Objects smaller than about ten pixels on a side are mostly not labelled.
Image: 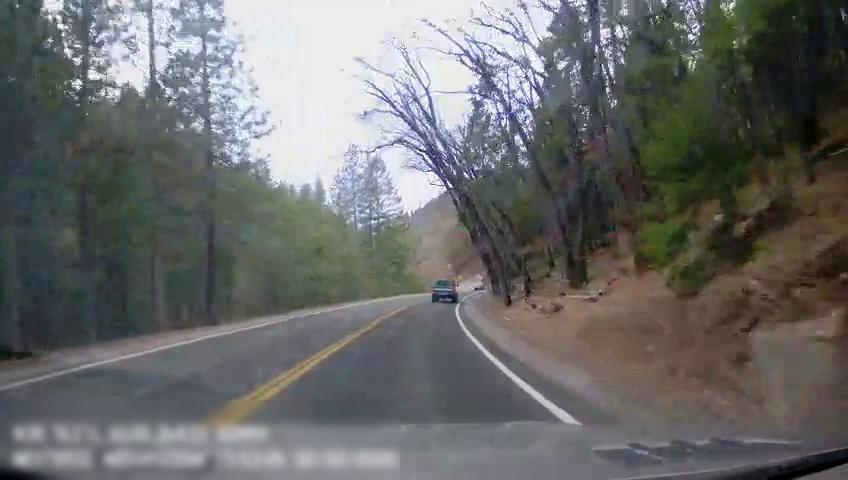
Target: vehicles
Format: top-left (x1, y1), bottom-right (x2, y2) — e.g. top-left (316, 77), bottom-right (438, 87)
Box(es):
top-left (430, 278), bottom-right (459, 303)
top-left (473, 282), bottom-right (485, 291)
